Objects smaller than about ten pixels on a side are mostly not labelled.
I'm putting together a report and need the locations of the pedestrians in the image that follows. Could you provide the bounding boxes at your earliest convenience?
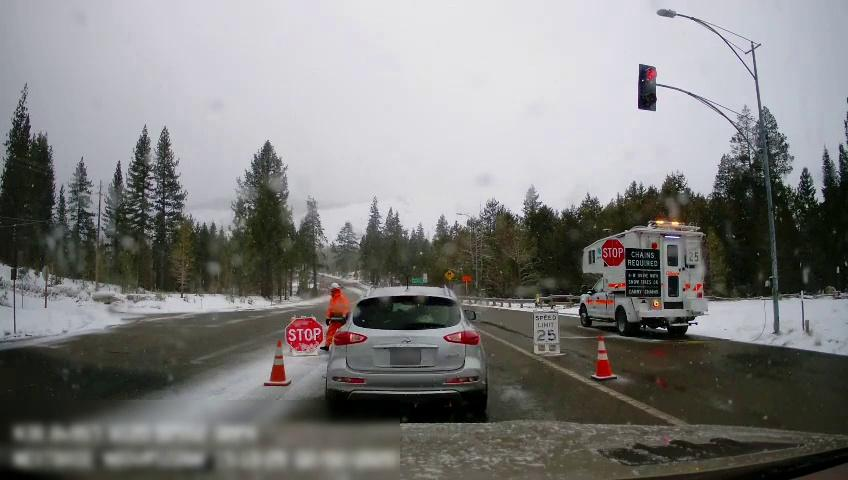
[320,282,351,351]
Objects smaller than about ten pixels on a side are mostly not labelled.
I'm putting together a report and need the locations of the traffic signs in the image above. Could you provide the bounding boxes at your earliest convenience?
[411,277,424,284]
[532,308,560,345]
[600,237,626,268]
[460,275,473,283]
[443,270,456,283]
[685,241,702,265]
[624,269,662,299]
[624,247,662,270]
[284,316,325,355]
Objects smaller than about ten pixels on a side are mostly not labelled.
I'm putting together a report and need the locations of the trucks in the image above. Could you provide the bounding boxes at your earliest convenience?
[578,220,709,337]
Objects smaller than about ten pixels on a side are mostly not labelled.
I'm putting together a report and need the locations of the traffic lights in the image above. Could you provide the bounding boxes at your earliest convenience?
[637,62,658,112]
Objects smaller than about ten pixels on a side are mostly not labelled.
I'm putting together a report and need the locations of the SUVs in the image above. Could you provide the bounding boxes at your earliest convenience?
[325,285,490,413]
